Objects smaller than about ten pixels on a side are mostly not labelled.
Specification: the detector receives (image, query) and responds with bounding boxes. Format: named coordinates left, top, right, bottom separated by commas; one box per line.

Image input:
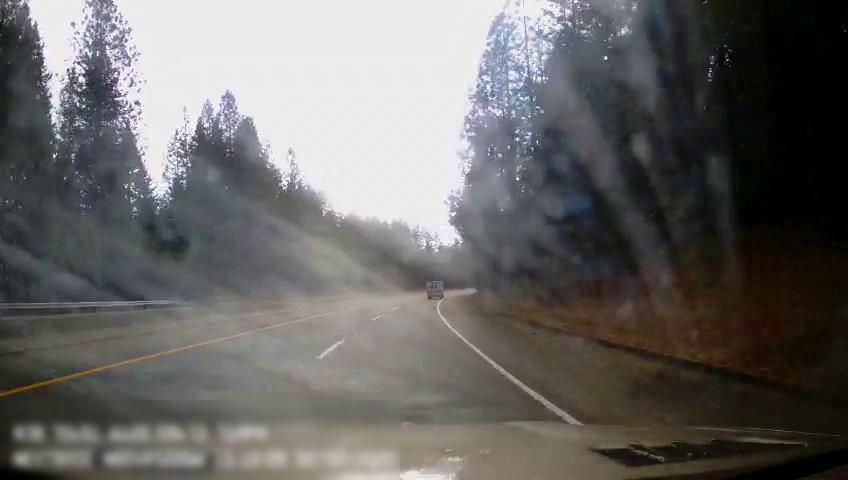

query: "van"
left=426, top=280, right=444, bottom=300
